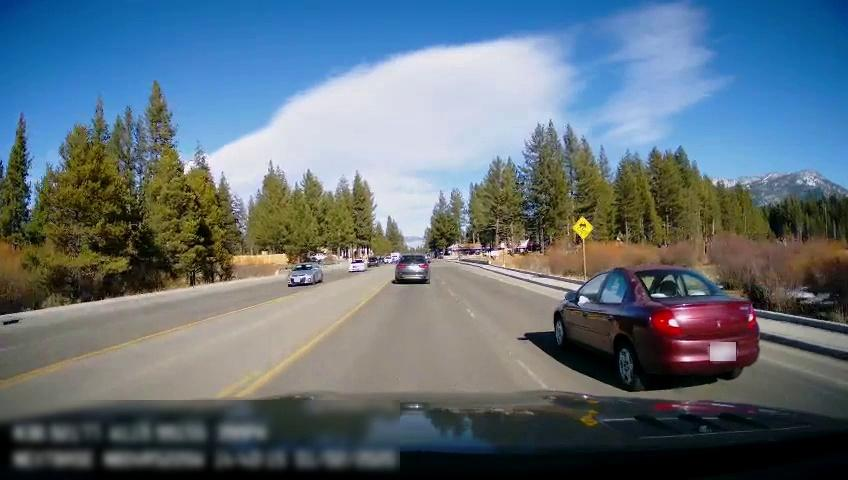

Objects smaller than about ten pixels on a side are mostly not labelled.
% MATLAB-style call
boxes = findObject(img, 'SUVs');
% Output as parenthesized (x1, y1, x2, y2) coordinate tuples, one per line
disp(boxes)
(395, 256, 429, 284)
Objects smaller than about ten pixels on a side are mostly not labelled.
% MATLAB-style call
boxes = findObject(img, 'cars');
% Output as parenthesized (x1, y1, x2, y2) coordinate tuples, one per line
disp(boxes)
(348, 259, 368, 273)
(553, 267, 761, 388)
(287, 262, 324, 288)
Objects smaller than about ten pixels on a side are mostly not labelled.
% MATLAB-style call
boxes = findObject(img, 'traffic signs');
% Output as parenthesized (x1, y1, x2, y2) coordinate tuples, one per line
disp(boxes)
(573, 216, 593, 239)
